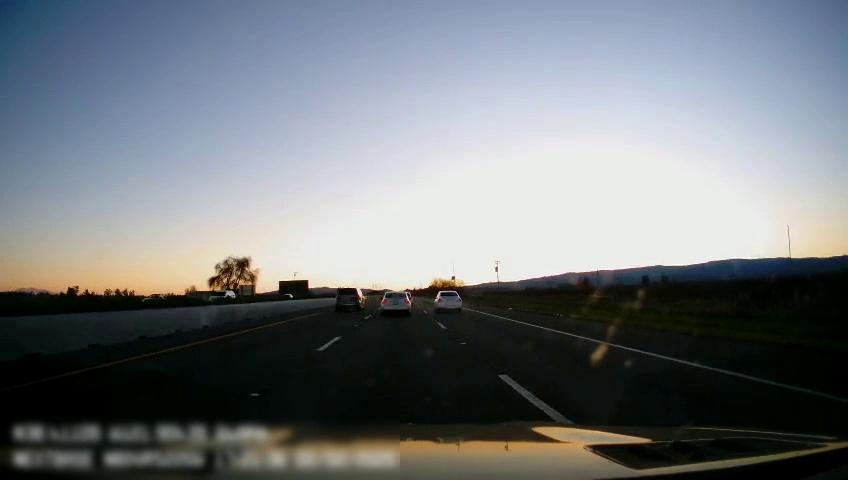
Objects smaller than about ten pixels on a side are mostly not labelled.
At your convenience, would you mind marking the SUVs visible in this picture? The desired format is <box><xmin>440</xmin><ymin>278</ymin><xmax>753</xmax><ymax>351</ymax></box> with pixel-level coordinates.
<box><xmin>334</xmin><ymin>286</ymin><xmax>368</xmax><ymax>313</ymax></box>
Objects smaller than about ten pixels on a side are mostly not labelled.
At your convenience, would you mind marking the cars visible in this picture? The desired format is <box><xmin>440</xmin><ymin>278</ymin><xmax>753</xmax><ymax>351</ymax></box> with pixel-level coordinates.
<box><xmin>142</xmin><ymin>293</ymin><xmax>167</xmax><ymax>303</ymax></box>
<box><xmin>434</xmin><ymin>291</ymin><xmax>465</xmax><ymax>313</ymax></box>
<box><xmin>379</xmin><ymin>292</ymin><xmax>413</xmax><ymax>316</ymax></box>
<box><xmin>207</xmin><ymin>289</ymin><xmax>237</xmax><ymax>303</ymax></box>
